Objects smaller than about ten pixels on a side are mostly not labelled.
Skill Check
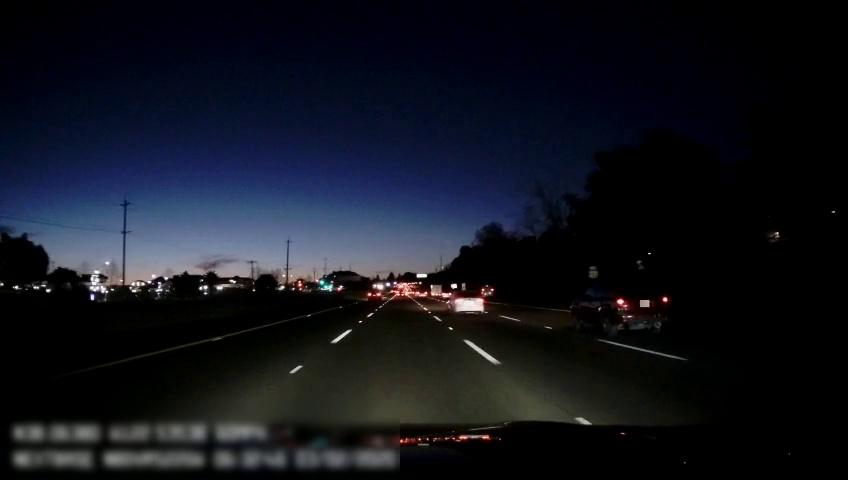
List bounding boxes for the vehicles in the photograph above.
[570,279,669,338]
[367,289,382,303]
[478,284,495,300]
[427,284,442,301]
[448,289,484,314]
